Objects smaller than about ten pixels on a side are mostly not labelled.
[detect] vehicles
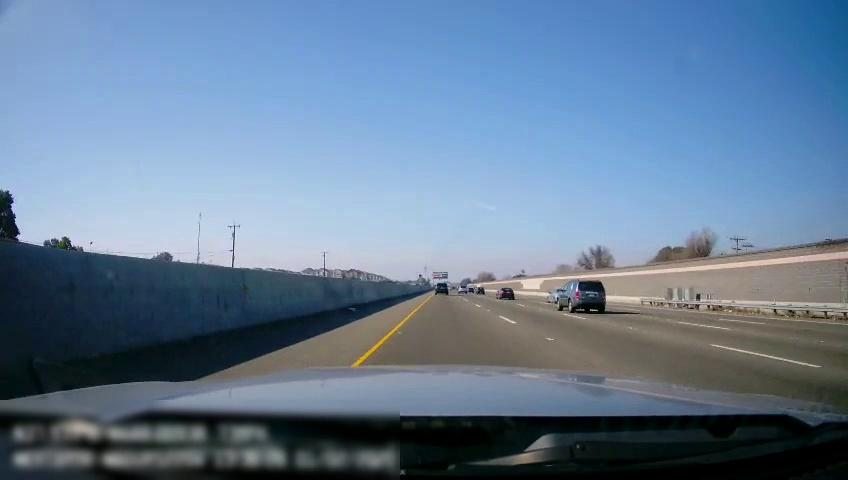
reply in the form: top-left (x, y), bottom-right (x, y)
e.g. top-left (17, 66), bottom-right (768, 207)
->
top-left (495, 287), bottom-right (515, 300)
top-left (548, 288), bottom-right (558, 305)
top-left (475, 286), bottom-right (486, 295)
top-left (555, 280), bottom-right (607, 313)
top-left (434, 281), bottom-right (448, 295)
top-left (456, 284), bottom-right (468, 294)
